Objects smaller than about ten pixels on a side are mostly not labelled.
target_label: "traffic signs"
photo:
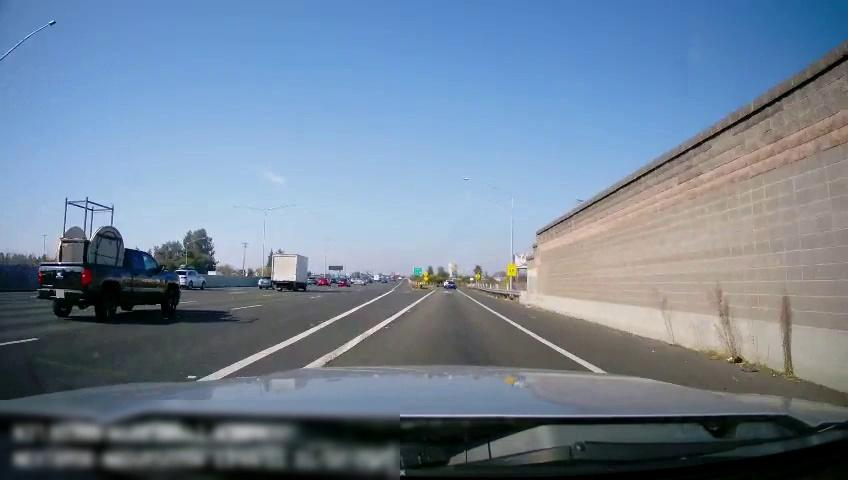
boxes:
[506,263,518,277]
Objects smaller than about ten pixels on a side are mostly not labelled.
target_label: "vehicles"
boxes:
[35,248,181,325]
[258,276,272,290]
[271,252,308,292]
[176,269,208,291]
